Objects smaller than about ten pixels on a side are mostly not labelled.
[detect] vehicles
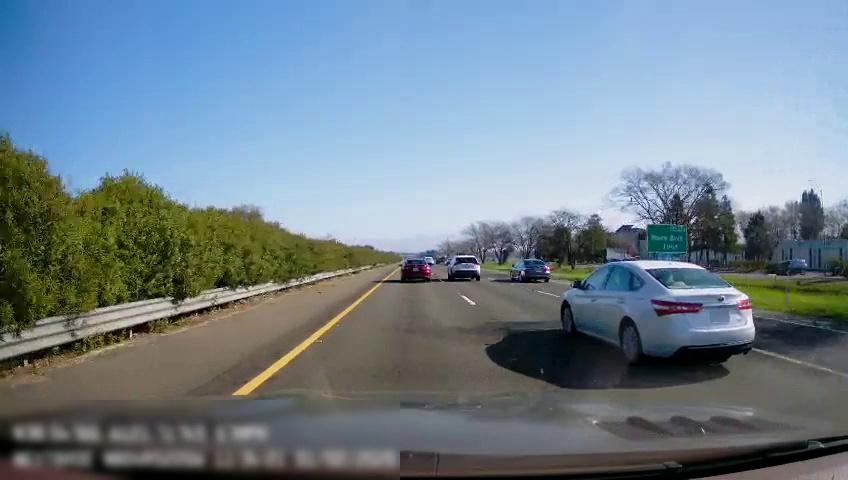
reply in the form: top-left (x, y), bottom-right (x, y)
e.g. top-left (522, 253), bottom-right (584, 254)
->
top-left (774, 257), bottom-right (809, 278)
top-left (509, 258), bottom-right (551, 283)
top-left (557, 259), bottom-right (756, 369)
top-left (398, 258), bottom-right (432, 282)
top-left (447, 256), bottom-right (480, 281)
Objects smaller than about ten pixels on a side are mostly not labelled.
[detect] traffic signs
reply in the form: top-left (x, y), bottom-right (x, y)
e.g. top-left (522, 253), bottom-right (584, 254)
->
top-left (646, 223), bottom-right (688, 255)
